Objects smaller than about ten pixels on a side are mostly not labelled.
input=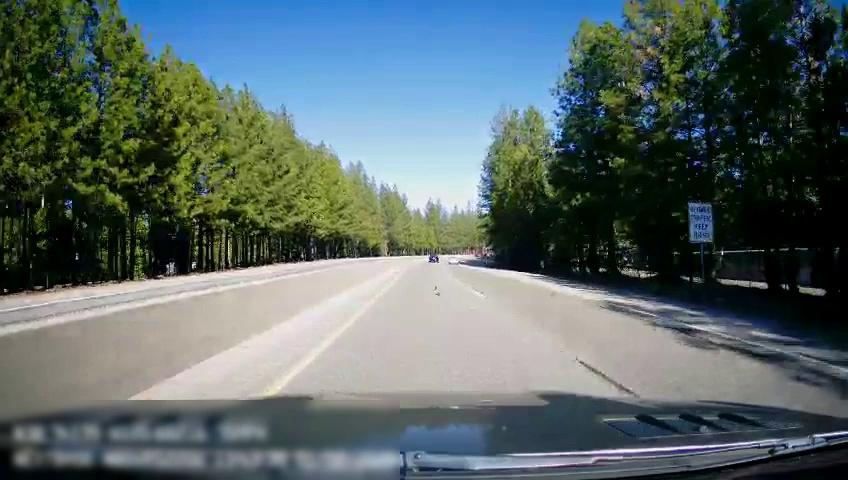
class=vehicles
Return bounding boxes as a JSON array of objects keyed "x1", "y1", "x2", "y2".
[
  {"x1": 447, "y1": 256, "x2": 460, "y2": 265},
  {"x1": 428, "y1": 254, "x2": 440, "y2": 264}
]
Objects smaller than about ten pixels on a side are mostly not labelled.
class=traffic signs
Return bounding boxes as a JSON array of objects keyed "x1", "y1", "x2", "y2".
[{"x1": 688, "y1": 202, "x2": 714, "y2": 243}]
